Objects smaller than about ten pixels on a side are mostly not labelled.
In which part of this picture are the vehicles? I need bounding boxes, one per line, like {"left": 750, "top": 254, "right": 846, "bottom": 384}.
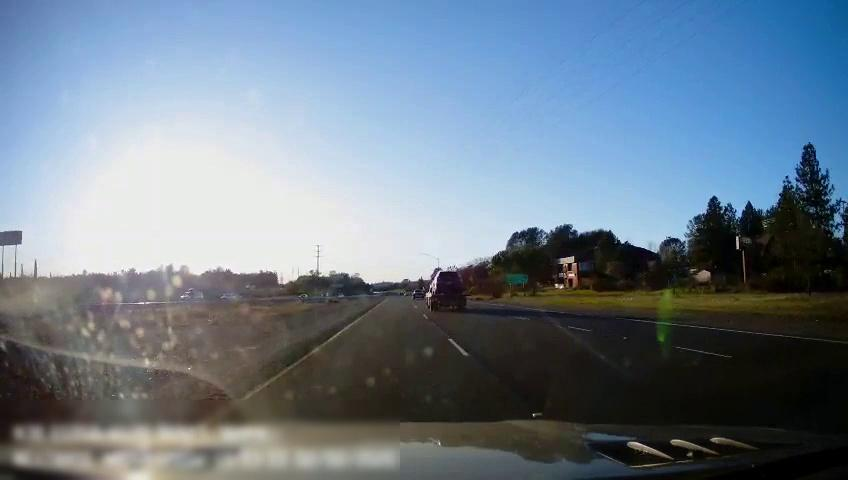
{"left": 412, "top": 289, "right": 425, "bottom": 299}
{"left": 179, "top": 291, "right": 204, "bottom": 303}
{"left": 220, "top": 294, "right": 234, "bottom": 301}
{"left": 426, "top": 271, "right": 472, "bottom": 312}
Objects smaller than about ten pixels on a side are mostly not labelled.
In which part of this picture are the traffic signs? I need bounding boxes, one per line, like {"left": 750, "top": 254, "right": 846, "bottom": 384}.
{"left": 506, "top": 274, "right": 528, "bottom": 285}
